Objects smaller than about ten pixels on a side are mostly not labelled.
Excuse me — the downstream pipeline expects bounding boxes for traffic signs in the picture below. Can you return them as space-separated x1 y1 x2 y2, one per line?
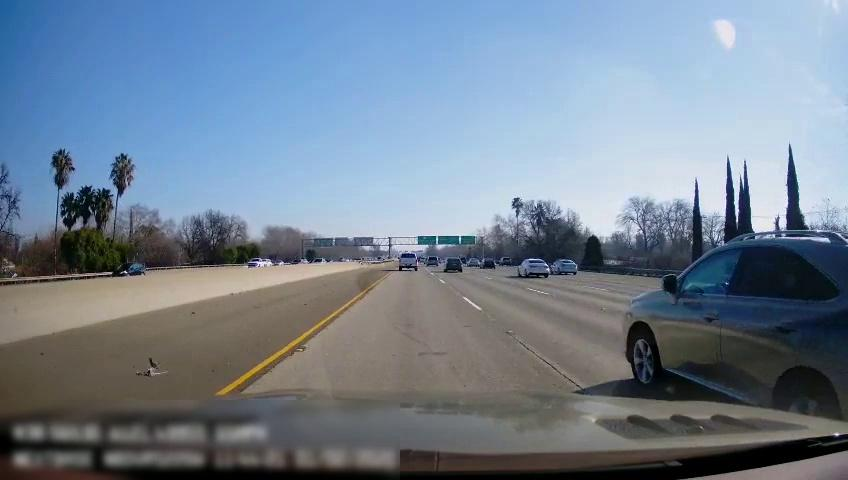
417 235 436 246
438 235 460 246
334 237 349 247
314 237 333 248
353 236 374 247
461 235 477 245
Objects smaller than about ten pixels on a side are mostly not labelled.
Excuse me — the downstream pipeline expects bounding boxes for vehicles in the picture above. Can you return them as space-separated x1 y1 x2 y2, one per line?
466 257 482 268
623 228 848 423
247 257 267 268
498 256 513 267
548 258 579 275
111 262 145 278
443 256 463 272
397 252 419 271
480 258 496 270
427 256 438 266
518 258 551 279
311 258 327 265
